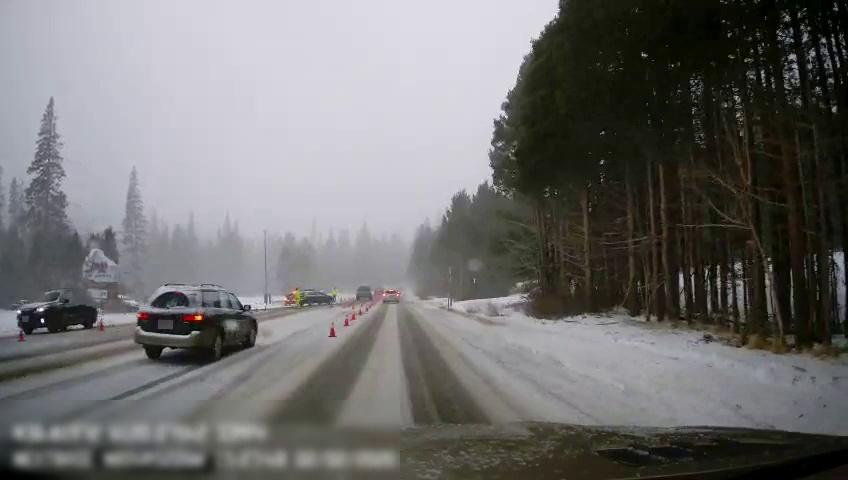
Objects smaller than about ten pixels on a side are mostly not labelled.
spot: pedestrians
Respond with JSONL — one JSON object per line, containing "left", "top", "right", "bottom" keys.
{"left": 294, "top": 287, "right": 300, "bottom": 309}
{"left": 332, "top": 287, "right": 337, "bottom": 302}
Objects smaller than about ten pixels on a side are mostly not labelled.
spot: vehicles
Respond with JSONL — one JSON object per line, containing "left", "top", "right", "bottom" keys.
{"left": 10, "top": 299, "right": 33, "bottom": 311}
{"left": 299, "top": 288, "right": 336, "bottom": 308}
{"left": 372, "top": 286, "right": 385, "bottom": 296}
{"left": 134, "top": 281, "right": 259, "bottom": 361}
{"left": 381, "top": 288, "right": 401, "bottom": 304}
{"left": 283, "top": 290, "right": 300, "bottom": 307}
{"left": 356, "top": 285, "right": 373, "bottom": 301}
{"left": 16, "top": 286, "right": 99, "bottom": 335}
{"left": 99, "top": 294, "right": 141, "bottom": 313}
